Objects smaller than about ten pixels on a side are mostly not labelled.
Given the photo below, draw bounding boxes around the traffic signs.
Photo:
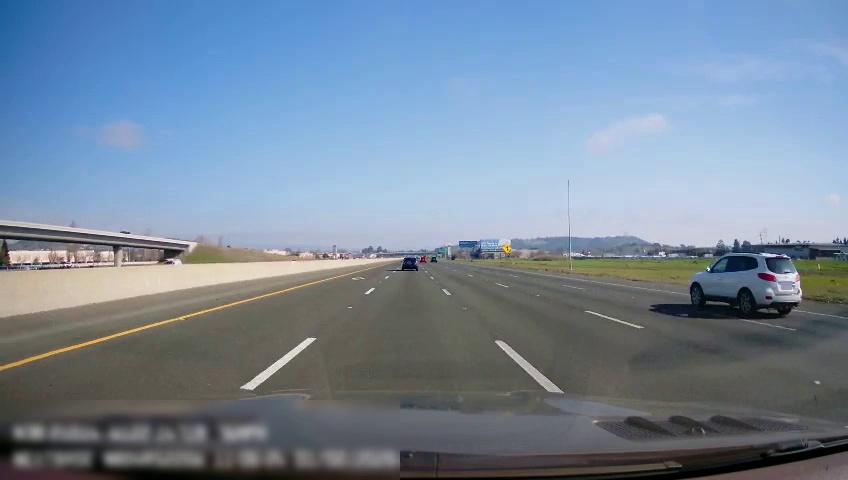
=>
[503,243,512,254]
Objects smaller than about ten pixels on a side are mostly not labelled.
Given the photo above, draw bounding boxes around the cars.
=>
[401,258,418,271]
[164,257,182,265]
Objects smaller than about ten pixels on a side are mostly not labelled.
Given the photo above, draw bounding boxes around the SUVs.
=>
[688,253,803,317]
